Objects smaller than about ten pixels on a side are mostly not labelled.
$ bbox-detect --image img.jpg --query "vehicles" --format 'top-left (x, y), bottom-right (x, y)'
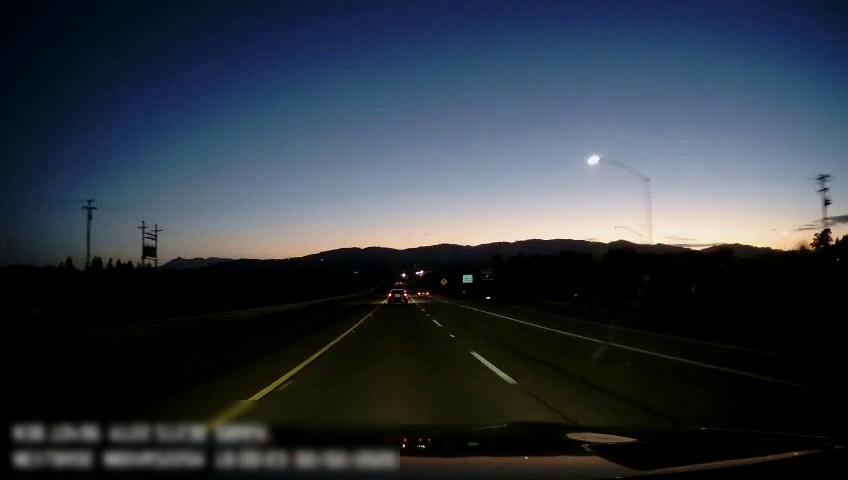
top-left (417, 289), bottom-right (430, 299)
top-left (388, 289), bottom-right (407, 304)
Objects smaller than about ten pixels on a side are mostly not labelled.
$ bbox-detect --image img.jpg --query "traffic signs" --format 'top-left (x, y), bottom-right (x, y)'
top-left (461, 275), bottom-right (474, 285)
top-left (480, 268), bottom-right (495, 281)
